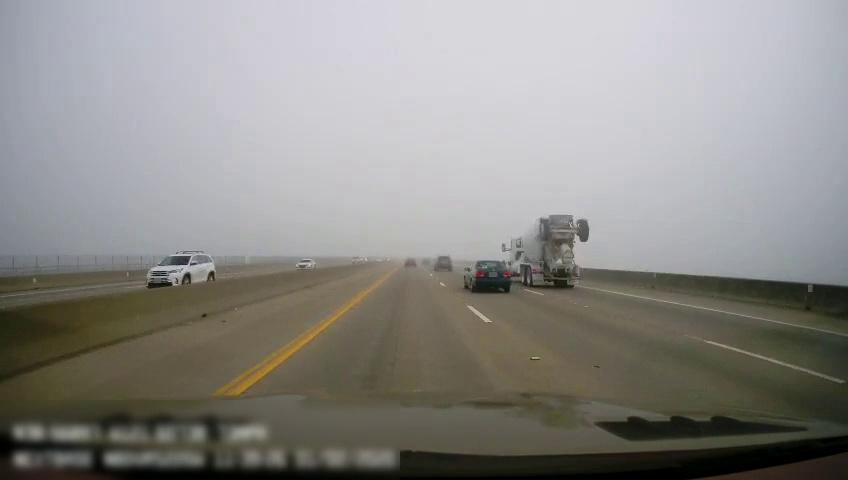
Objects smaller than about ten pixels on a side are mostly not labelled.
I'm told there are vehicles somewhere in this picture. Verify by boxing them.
[295,258,318,271]
[405,258,417,267]
[462,259,512,294]
[501,213,591,289]
[144,250,217,290]
[433,255,453,272]
[351,256,362,265]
